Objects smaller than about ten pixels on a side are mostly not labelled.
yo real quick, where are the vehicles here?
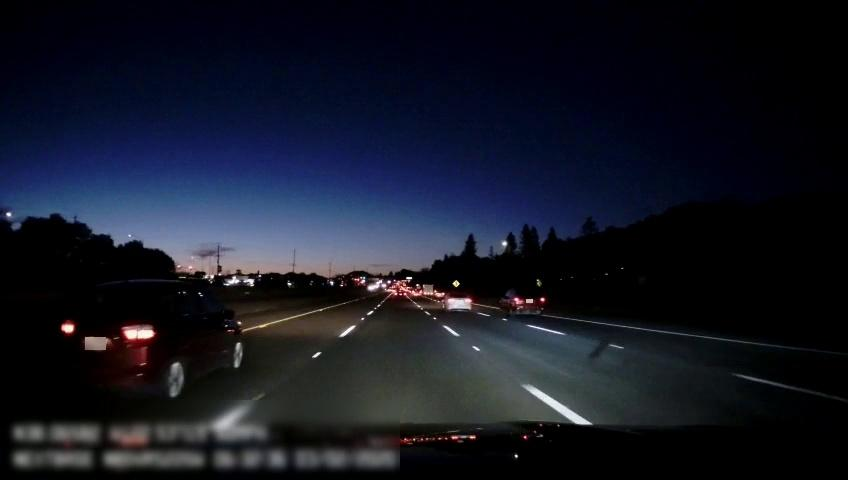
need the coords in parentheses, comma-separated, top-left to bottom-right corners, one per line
(498, 287, 547, 319)
(55, 279, 246, 404)
(442, 292, 472, 312)
(423, 284, 434, 298)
